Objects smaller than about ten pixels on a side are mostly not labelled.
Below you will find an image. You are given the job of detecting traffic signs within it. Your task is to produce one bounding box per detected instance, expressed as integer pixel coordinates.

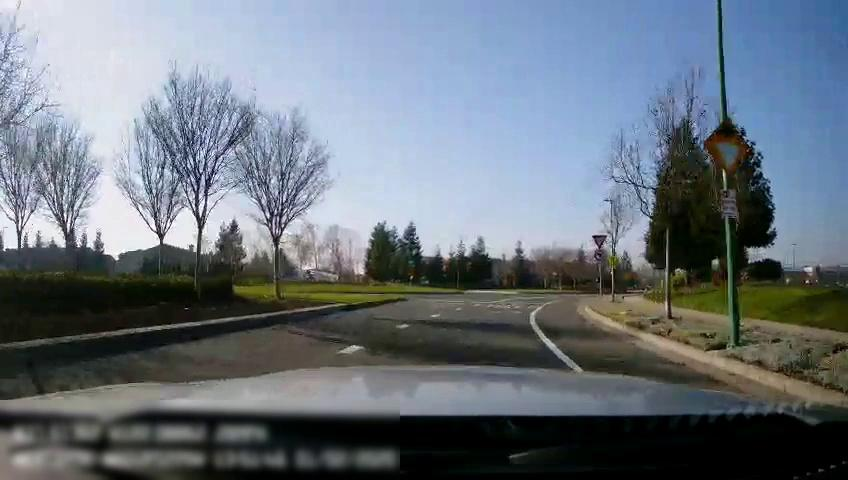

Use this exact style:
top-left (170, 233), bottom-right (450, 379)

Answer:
top-left (592, 234), bottom-right (607, 248)
top-left (718, 186), bottom-right (738, 218)
top-left (700, 119), bottom-right (755, 175)
top-left (593, 248), bottom-right (604, 263)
